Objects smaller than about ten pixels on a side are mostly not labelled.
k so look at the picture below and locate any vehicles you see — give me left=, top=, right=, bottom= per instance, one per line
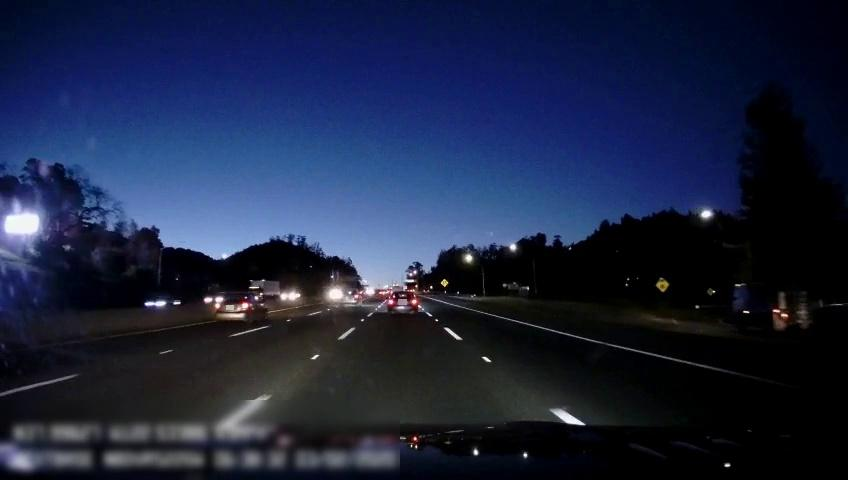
left=247, top=280, right=280, bottom=301
left=385, top=290, right=419, bottom=319
left=373, top=289, right=385, bottom=298
left=144, top=295, right=183, bottom=309
left=732, top=282, right=810, bottom=337
left=215, top=292, right=269, bottom=327
left=204, top=292, right=229, bottom=305
left=281, top=291, right=301, bottom=301
left=338, top=288, right=363, bottom=310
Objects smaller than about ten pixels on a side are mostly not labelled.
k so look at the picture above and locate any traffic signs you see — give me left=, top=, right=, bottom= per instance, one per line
left=654, top=277, right=670, bottom=293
